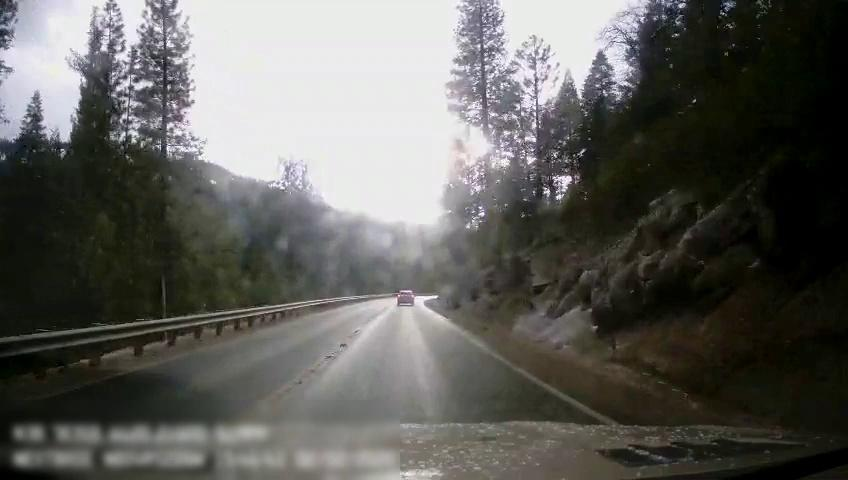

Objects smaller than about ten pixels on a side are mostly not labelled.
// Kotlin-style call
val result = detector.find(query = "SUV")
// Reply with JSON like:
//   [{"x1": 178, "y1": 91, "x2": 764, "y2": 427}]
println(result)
[{"x1": 396, "y1": 289, "x2": 416, "y2": 306}]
